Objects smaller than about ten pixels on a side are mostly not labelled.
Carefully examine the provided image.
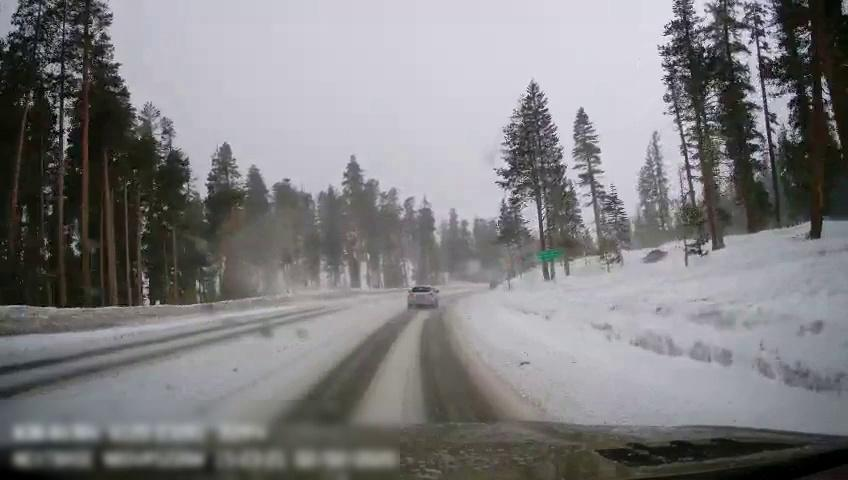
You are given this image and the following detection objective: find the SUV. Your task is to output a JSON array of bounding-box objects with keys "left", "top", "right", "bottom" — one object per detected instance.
[{"left": 407, "top": 285, "right": 440, "bottom": 310}]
